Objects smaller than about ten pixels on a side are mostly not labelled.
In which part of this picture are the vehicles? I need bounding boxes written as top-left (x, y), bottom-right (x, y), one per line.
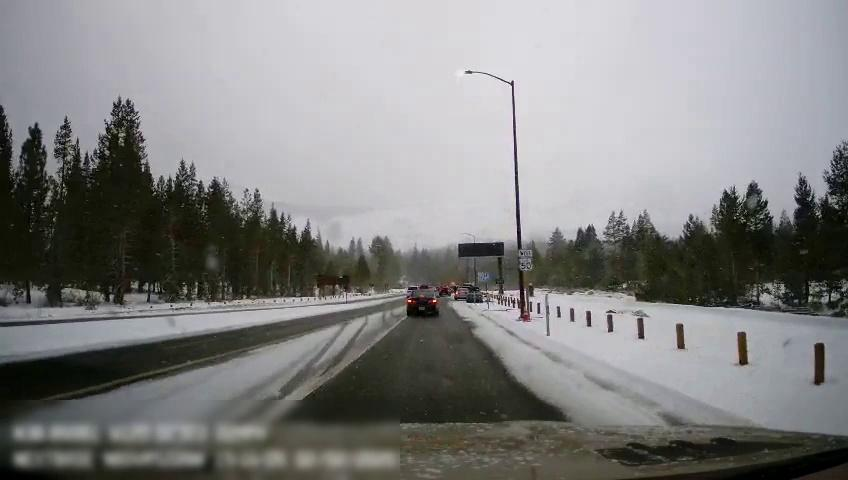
top-left (438, 287), bottom-right (451, 297)
top-left (466, 286), bottom-right (482, 303)
top-left (405, 286), bottom-right (418, 298)
top-left (406, 288), bottom-right (439, 318)
top-left (454, 288), bottom-right (468, 301)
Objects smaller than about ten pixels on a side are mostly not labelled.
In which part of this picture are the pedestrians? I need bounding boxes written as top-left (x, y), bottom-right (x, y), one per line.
top-left (453, 285), bottom-right (457, 293)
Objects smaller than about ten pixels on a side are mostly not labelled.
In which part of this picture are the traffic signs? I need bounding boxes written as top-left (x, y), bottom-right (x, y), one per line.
top-left (519, 249), bottom-right (533, 258)
top-left (518, 257), bottom-right (532, 272)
